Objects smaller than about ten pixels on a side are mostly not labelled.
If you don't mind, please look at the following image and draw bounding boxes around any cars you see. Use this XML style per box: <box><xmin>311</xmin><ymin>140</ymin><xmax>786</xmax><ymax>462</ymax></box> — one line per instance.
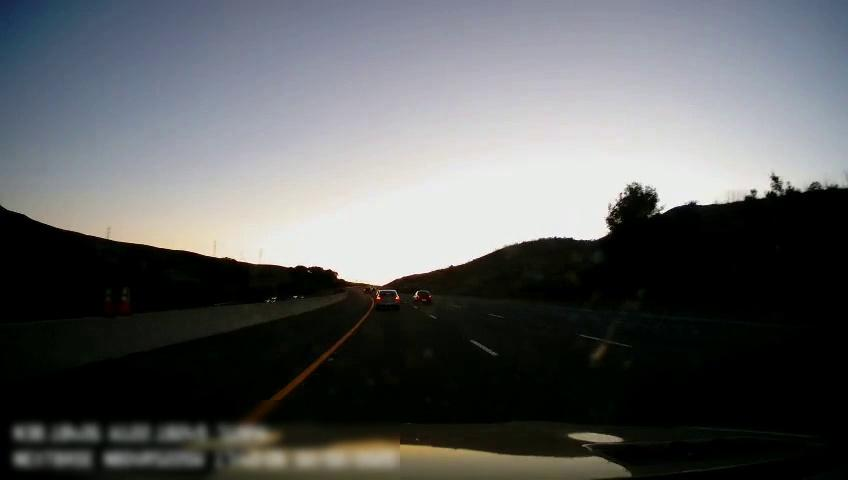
<box><xmin>412</xmin><ymin>290</ymin><xmax>432</xmax><ymax>303</ymax></box>
<box><xmin>375</xmin><ymin>289</ymin><xmax>400</xmax><ymax>310</ymax></box>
